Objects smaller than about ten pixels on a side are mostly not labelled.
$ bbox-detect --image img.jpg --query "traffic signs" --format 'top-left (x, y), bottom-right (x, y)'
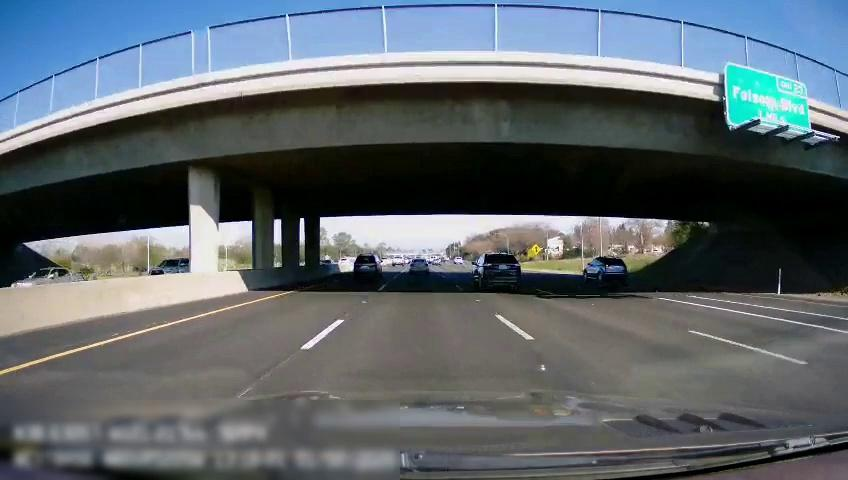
top-left (529, 243), bottom-right (542, 257)
top-left (724, 59), bottom-right (812, 140)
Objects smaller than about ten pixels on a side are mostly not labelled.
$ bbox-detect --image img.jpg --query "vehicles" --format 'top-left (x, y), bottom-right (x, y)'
top-left (471, 252), bottom-right (521, 290)
top-left (391, 254), bottom-right (404, 266)
top-left (149, 257), bottom-right (190, 276)
top-left (410, 258), bottom-right (431, 274)
top-left (9, 266), bottom-right (84, 289)
top-left (353, 254), bottom-right (382, 276)
top-left (582, 255), bottom-right (628, 282)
